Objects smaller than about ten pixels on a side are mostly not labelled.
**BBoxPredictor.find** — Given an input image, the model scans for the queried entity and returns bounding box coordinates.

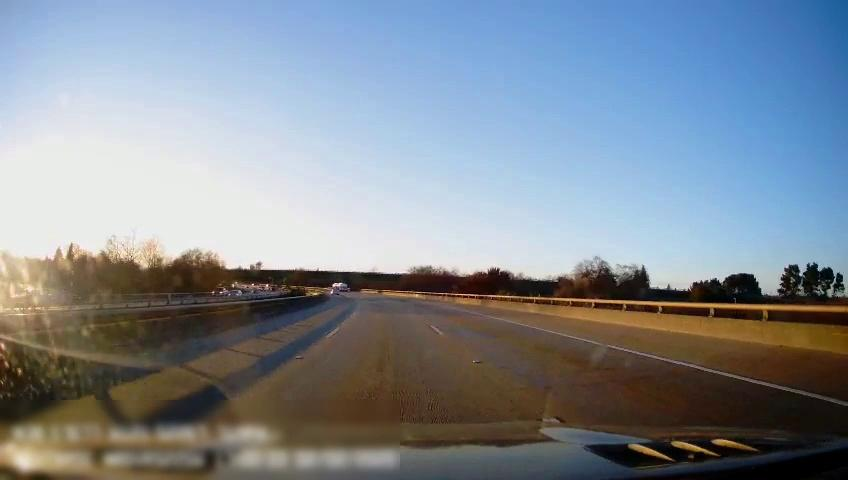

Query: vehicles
[332,282,347,292]
[212,287,229,297]
[228,289,243,299]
